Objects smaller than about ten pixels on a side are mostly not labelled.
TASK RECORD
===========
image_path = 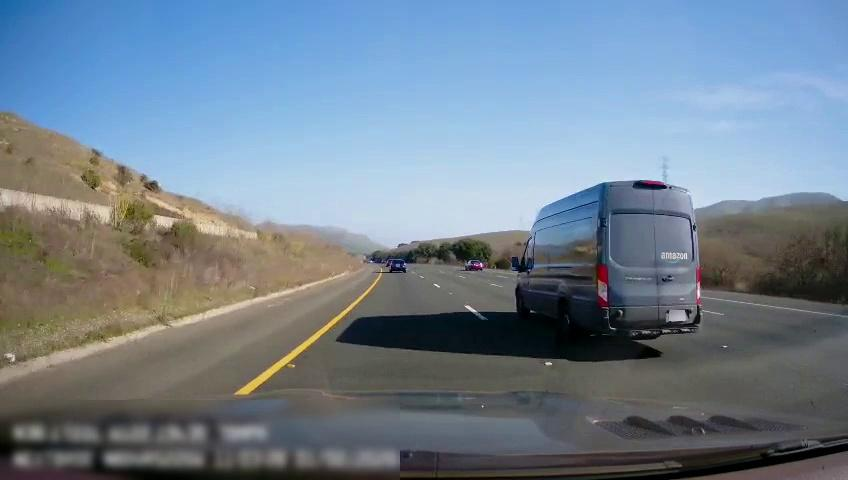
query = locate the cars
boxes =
[464,259,484,272]
[389,259,407,273]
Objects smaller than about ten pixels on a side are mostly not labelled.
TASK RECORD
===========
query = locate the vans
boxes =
[510,180,701,341]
